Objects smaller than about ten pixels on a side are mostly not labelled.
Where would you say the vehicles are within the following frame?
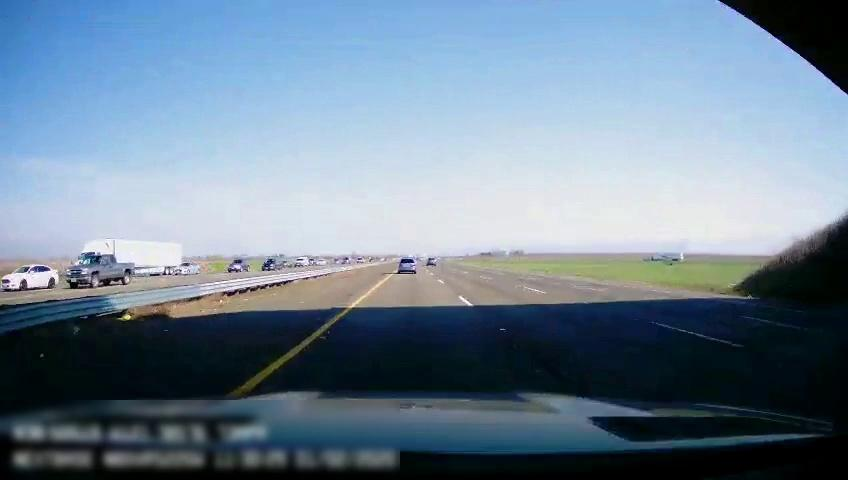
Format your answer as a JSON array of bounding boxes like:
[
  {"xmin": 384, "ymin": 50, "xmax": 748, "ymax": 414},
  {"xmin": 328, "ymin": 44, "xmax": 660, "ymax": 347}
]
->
[
  {"xmin": 426, "ymin": 257, "xmax": 436, "ymax": 266},
  {"xmin": 65, "ymin": 254, "xmax": 136, "ymax": 289},
  {"xmin": 0, "ymin": 264, "xmax": 59, "ymax": 292},
  {"xmin": 293, "ymin": 257, "xmax": 309, "ymax": 268},
  {"xmin": 397, "ymin": 257, "xmax": 416, "ymax": 274},
  {"xmin": 173, "ymin": 261, "xmax": 202, "ymax": 276},
  {"xmin": 77, "ymin": 238, "xmax": 182, "ymax": 277},
  {"xmin": 261, "ymin": 258, "xmax": 281, "ymax": 272},
  {"xmin": 227, "ymin": 259, "xmax": 250, "ymax": 274}
]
